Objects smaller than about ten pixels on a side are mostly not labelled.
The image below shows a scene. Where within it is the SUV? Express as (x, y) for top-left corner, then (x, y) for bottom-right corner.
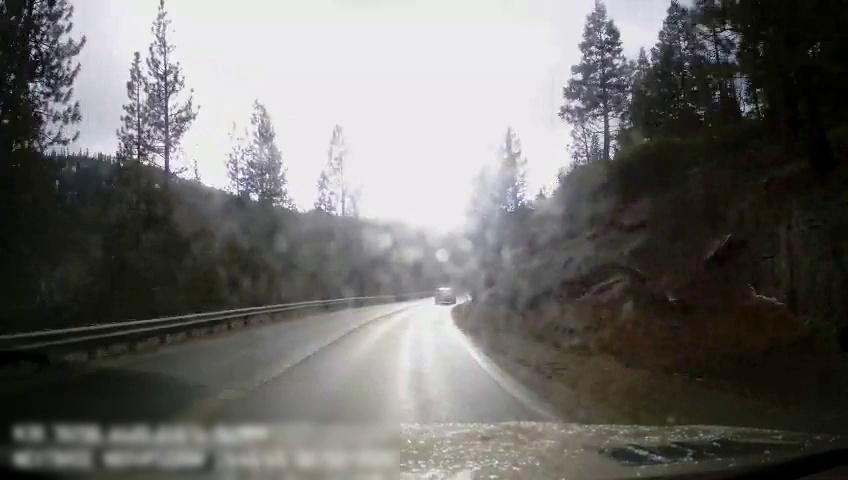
(434, 286), (457, 305)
